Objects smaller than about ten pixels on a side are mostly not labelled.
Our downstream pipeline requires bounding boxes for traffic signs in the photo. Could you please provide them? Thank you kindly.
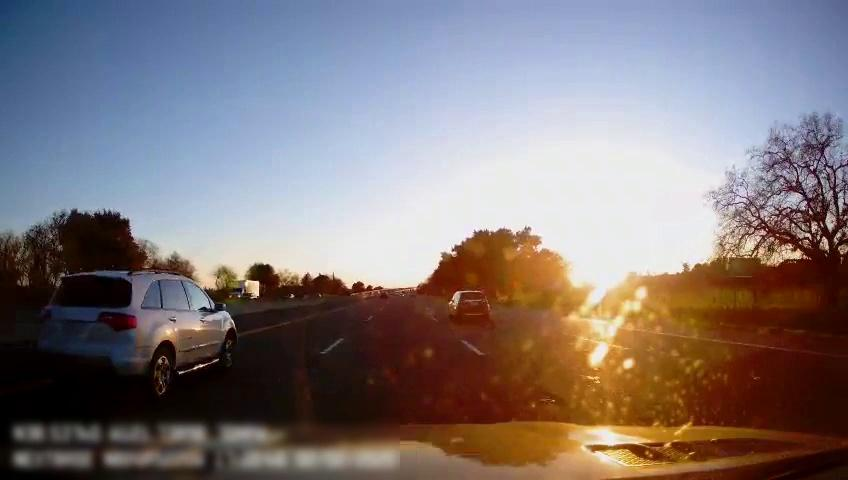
[726,256,761,278]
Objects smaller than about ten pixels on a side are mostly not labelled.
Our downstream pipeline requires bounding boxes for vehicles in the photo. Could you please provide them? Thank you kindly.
[239,292,256,300]
[227,280,260,301]
[447,291,490,326]
[37,269,241,407]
